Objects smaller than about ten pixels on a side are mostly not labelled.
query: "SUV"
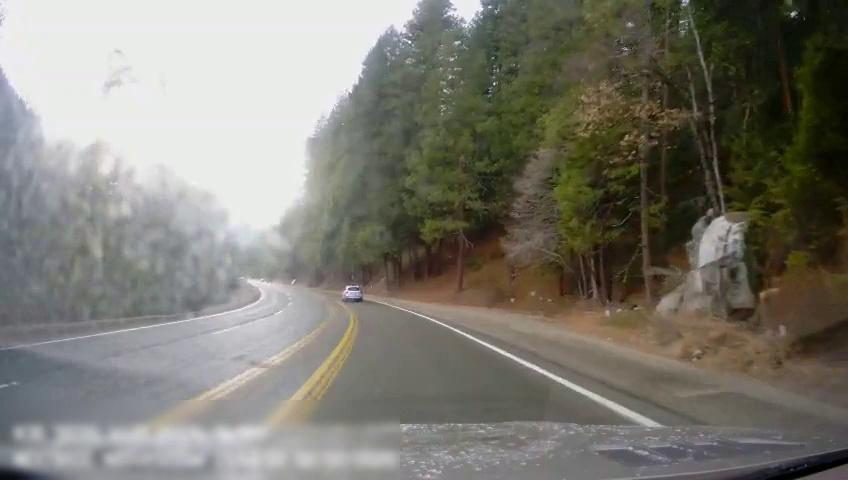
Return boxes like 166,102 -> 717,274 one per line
340,285 -> 364,302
